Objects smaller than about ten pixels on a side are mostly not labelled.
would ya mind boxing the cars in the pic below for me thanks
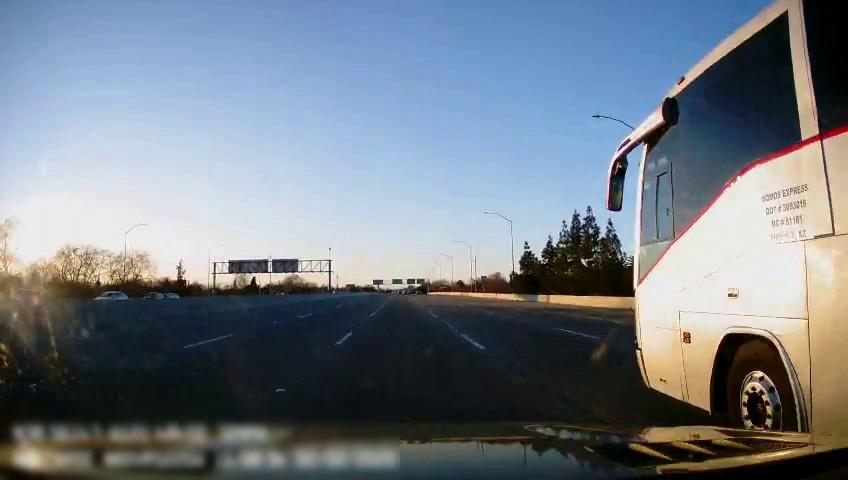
[163,292,181,300]
[142,291,164,299]
[94,290,129,301]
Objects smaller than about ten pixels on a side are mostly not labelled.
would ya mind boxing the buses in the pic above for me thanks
[605,0,848,439]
